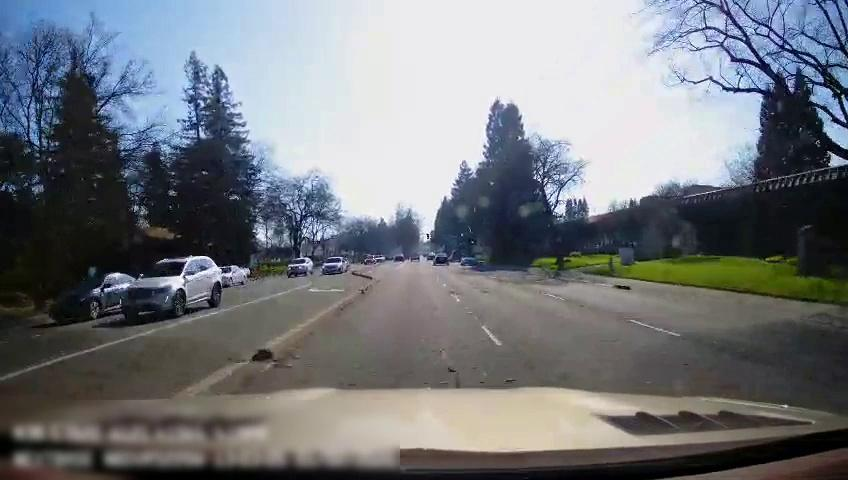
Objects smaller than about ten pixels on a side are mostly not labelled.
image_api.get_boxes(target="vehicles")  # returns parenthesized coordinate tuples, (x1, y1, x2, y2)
(220, 264, 251, 288)
(364, 254, 376, 264)
(124, 254, 223, 323)
(460, 257, 474, 267)
(320, 256, 351, 274)
(376, 254, 387, 263)
(287, 257, 313, 279)
(49, 270, 134, 323)
(433, 252, 450, 266)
